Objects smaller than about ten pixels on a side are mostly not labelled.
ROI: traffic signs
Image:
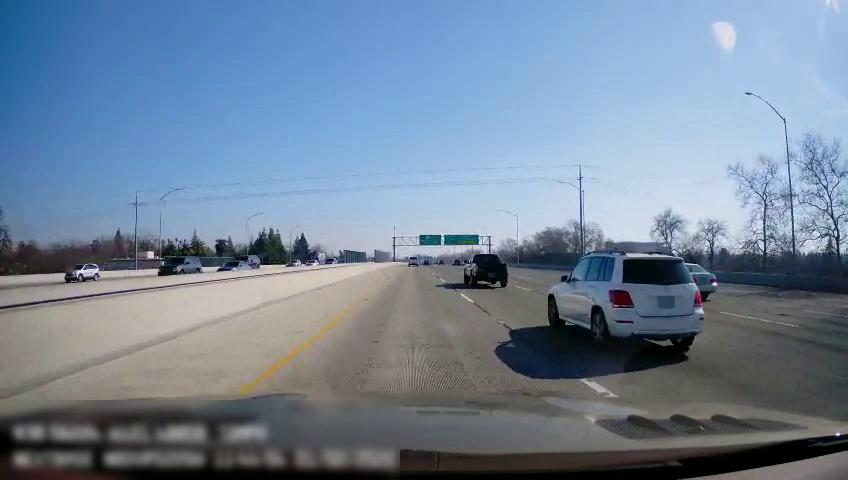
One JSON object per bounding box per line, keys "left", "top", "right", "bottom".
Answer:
{"left": 418, "top": 234, "right": 442, "bottom": 246}
{"left": 443, "top": 233, "right": 479, "bottom": 246}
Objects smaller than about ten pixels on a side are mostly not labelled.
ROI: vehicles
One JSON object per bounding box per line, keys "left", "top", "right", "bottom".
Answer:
{"left": 325, "top": 257, "right": 339, "bottom": 265}
{"left": 407, "top": 256, "right": 419, "bottom": 268}
{"left": 213, "top": 259, "right": 256, "bottom": 272}
{"left": 157, "top": 254, "right": 203, "bottom": 277}
{"left": 683, "top": 263, "right": 719, "bottom": 301}
{"left": 547, "top": 248, "right": 705, "bottom": 351}
{"left": 463, "top": 252, "right": 509, "bottom": 289}
{"left": 63, "top": 263, "right": 100, "bottom": 283}
{"left": 308, "top": 251, "right": 326, "bottom": 265}
{"left": 285, "top": 259, "right": 302, "bottom": 268}
{"left": 305, "top": 259, "right": 320, "bottom": 267}
{"left": 231, "top": 254, "right": 262, "bottom": 272}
